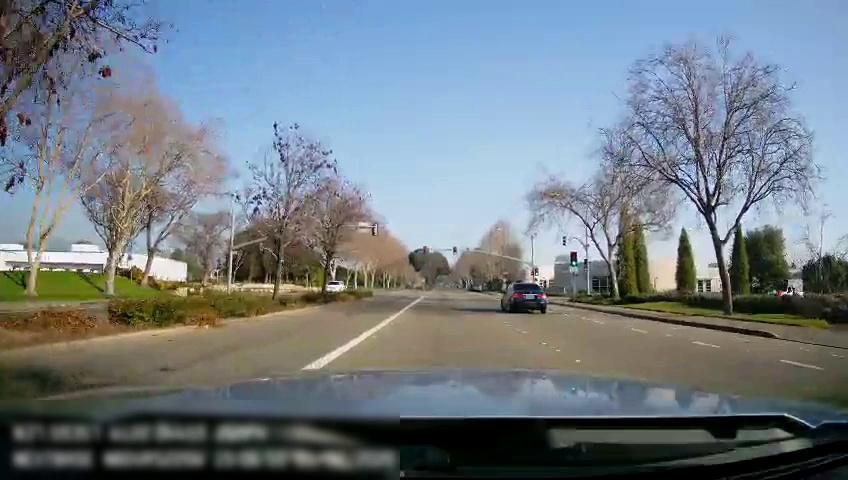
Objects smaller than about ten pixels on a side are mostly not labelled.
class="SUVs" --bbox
[321,280,348,294]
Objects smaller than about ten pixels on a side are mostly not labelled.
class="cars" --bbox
[500,282,547,314]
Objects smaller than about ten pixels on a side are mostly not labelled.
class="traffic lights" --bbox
[570,251,578,268]
[562,235,567,246]
[371,221,378,237]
